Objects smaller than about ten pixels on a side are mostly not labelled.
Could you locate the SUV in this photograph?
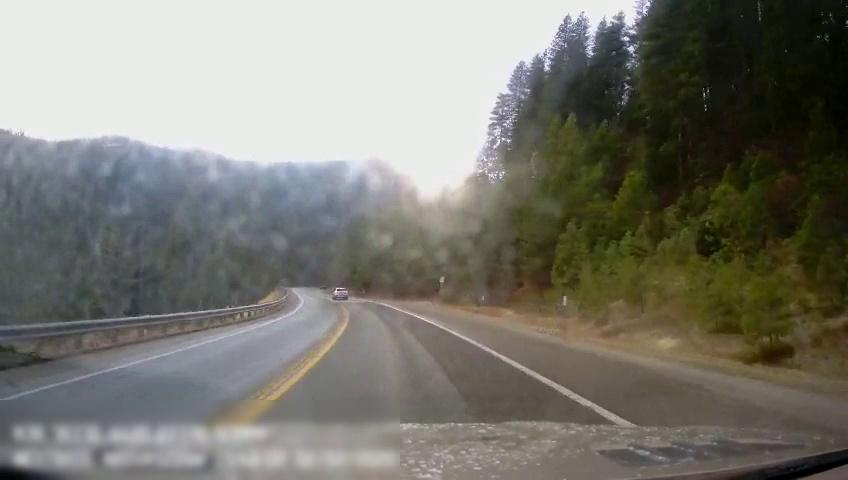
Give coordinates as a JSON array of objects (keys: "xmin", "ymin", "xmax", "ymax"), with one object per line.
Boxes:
[{"xmin": 331, "ymin": 287, "xmax": 349, "ymax": 301}]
